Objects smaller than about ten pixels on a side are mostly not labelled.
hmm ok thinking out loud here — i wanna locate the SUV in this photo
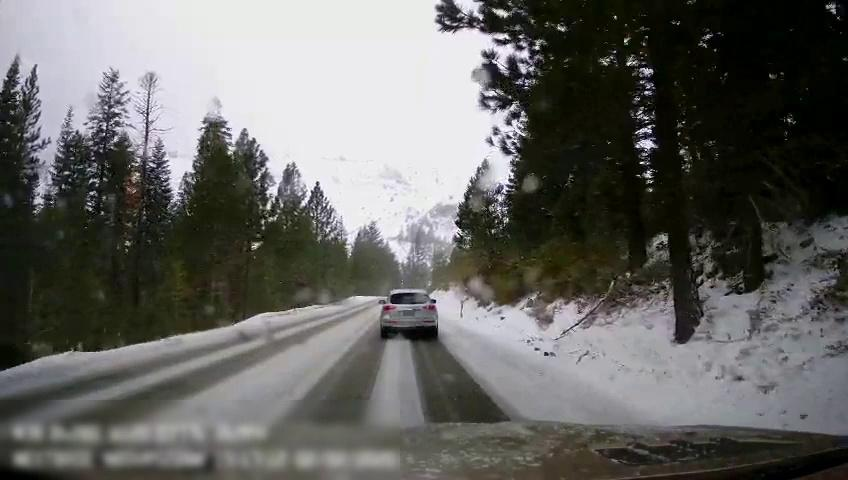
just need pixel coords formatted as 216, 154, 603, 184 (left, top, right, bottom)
378, 290, 438, 340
